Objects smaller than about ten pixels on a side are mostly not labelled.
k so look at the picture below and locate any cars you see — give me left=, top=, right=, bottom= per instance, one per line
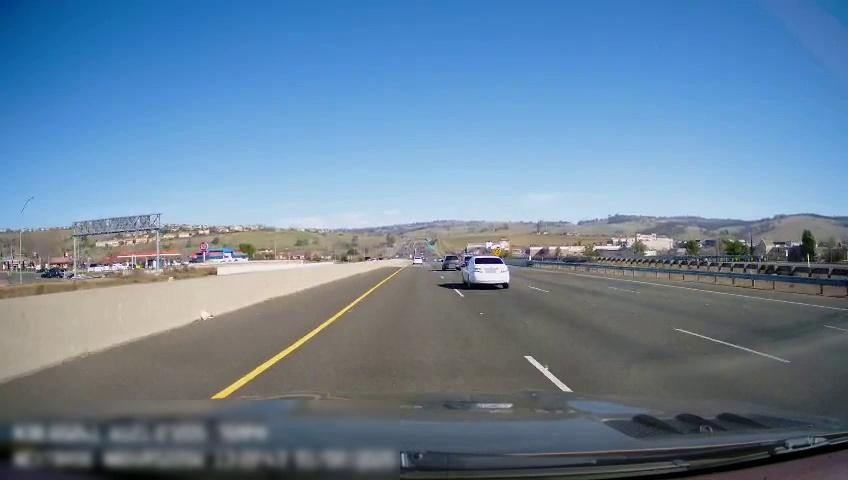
left=463, top=256, right=510, bottom=288
left=442, top=255, right=462, bottom=271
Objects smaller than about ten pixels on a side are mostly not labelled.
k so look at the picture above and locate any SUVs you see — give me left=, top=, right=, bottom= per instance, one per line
left=412, top=256, right=423, bottom=265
